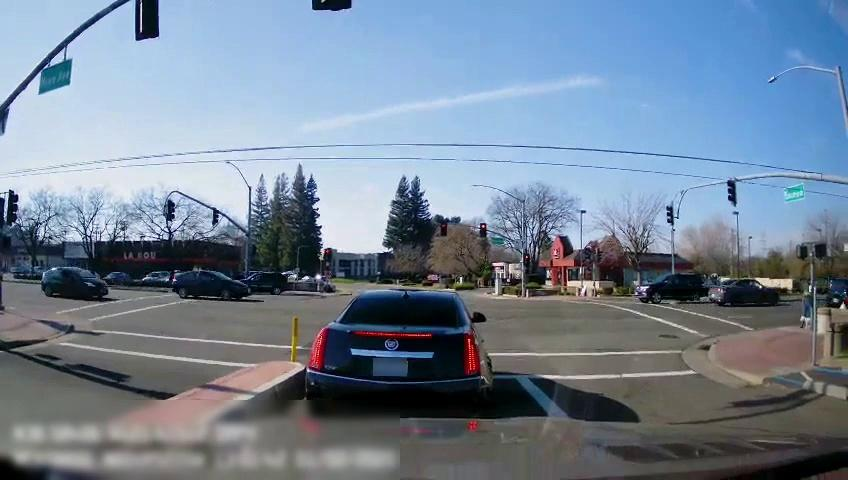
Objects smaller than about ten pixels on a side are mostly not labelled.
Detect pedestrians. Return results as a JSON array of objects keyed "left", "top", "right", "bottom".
[{"left": 799, "top": 283, "right": 815, "bottom": 328}]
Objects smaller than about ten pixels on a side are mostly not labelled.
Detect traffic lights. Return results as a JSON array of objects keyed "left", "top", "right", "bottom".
[
  {"left": 479, "top": 223, "right": 487, "bottom": 238},
  {"left": 324, "top": 248, "right": 332, "bottom": 261},
  {"left": 812, "top": 242, "right": 827, "bottom": 258},
  {"left": 524, "top": 254, "right": 531, "bottom": 267},
  {"left": 211, "top": 207, "right": 219, "bottom": 225},
  {"left": 0, "top": 197, "right": 5, "bottom": 225},
  {"left": 0, "top": 237, "right": 12, "bottom": 250},
  {"left": 7, "top": 188, "right": 19, "bottom": 226},
  {"left": 133, "top": 0, "right": 160, "bottom": 41},
  {"left": 311, "top": 0, "right": 353, "bottom": 12},
  {"left": 665, "top": 203, "right": 674, "bottom": 227},
  {"left": 727, "top": 177, "right": 737, "bottom": 207},
  {"left": 796, "top": 245, "right": 809, "bottom": 260},
  {"left": 440, "top": 221, "right": 447, "bottom": 236},
  {"left": 165, "top": 198, "right": 175, "bottom": 221}
]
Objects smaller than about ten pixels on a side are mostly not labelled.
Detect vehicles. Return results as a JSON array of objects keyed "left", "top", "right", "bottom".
[
  {"left": 709, "top": 278, "right": 779, "bottom": 307},
  {"left": 172, "top": 270, "right": 251, "bottom": 300},
  {"left": 235, "top": 272, "right": 288, "bottom": 295},
  {"left": 634, "top": 273, "right": 705, "bottom": 304},
  {"left": 307, "top": 287, "right": 495, "bottom": 418},
  {"left": 162, "top": 273, "right": 179, "bottom": 283},
  {"left": 825, "top": 278, "right": 848, "bottom": 311},
  {"left": 40, "top": 266, "right": 108, "bottom": 299},
  {"left": 105, "top": 271, "right": 129, "bottom": 281},
  {"left": 141, "top": 271, "right": 171, "bottom": 282}
]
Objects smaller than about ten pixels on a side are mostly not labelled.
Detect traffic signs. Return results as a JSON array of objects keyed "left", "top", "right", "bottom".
[
  {"left": 38, "top": 57, "right": 73, "bottom": 94},
  {"left": 494, "top": 239, "right": 505, "bottom": 244},
  {"left": 784, "top": 184, "right": 808, "bottom": 202}
]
